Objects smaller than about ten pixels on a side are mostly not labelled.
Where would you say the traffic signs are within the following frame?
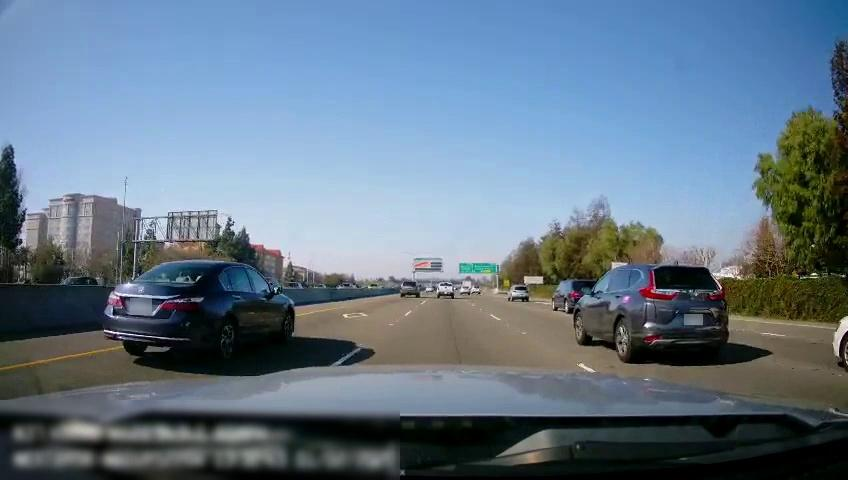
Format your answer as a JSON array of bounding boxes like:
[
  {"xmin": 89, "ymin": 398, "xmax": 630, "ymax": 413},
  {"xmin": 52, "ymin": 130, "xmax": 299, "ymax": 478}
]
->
[
  {"xmin": 458, "ymin": 262, "xmax": 471, "ymax": 273},
  {"xmin": 471, "ymin": 262, "xmax": 497, "ymax": 273}
]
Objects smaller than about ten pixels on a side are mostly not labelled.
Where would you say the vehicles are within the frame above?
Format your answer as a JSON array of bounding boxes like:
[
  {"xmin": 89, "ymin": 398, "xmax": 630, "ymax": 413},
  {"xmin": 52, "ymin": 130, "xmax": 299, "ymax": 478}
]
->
[
  {"xmin": 459, "ymin": 285, "xmax": 471, "ymax": 295},
  {"xmin": 101, "ymin": 259, "xmax": 296, "ymax": 365},
  {"xmin": 507, "ymin": 286, "xmax": 530, "ymax": 302},
  {"xmin": 572, "ymin": 264, "xmax": 728, "ymax": 362},
  {"xmin": 471, "ymin": 285, "xmax": 481, "ymax": 294},
  {"xmin": 462, "ymin": 281, "xmax": 472, "ymax": 285},
  {"xmin": 399, "ymin": 280, "xmax": 422, "ymax": 298},
  {"xmin": 551, "ymin": 280, "xmax": 598, "ymax": 314},
  {"xmin": 311, "ymin": 282, "xmax": 328, "ymax": 288},
  {"xmin": 58, "ymin": 276, "xmax": 99, "ymax": 285},
  {"xmin": 281, "ymin": 281, "xmax": 305, "ymax": 289},
  {"xmin": 830, "ymin": 311, "xmax": 848, "ymax": 374},
  {"xmin": 336, "ymin": 282, "xmax": 357, "ymax": 289},
  {"xmin": 436, "ymin": 281, "xmax": 455, "ymax": 299}
]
